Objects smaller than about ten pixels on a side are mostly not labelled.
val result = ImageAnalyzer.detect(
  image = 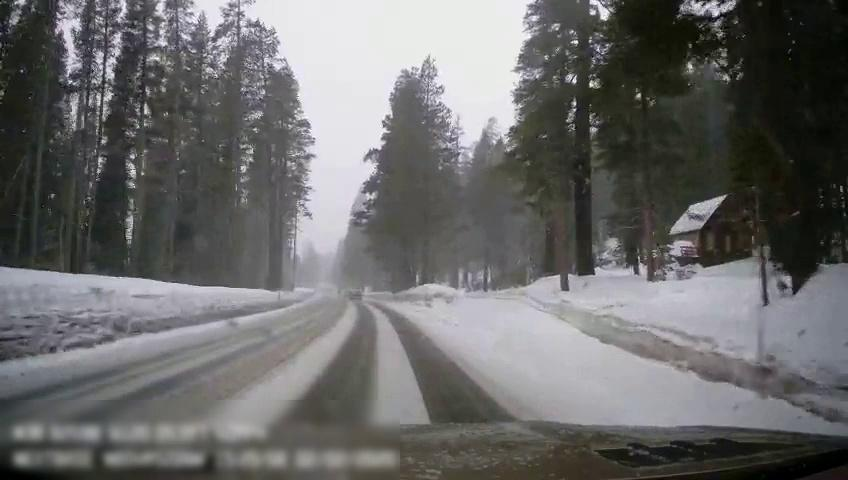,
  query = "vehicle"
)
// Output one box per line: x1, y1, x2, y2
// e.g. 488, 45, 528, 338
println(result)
348, 288, 363, 301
